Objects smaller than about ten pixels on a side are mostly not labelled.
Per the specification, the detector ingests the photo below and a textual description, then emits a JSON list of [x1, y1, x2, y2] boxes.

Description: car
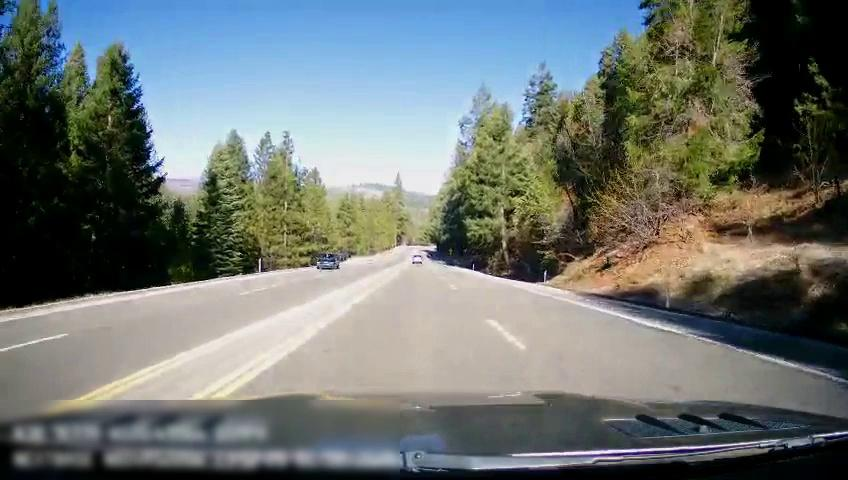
[[315, 253, 341, 271]]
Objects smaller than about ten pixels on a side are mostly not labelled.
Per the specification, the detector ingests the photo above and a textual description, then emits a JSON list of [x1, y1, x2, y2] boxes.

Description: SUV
[[411, 254, 424, 265]]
